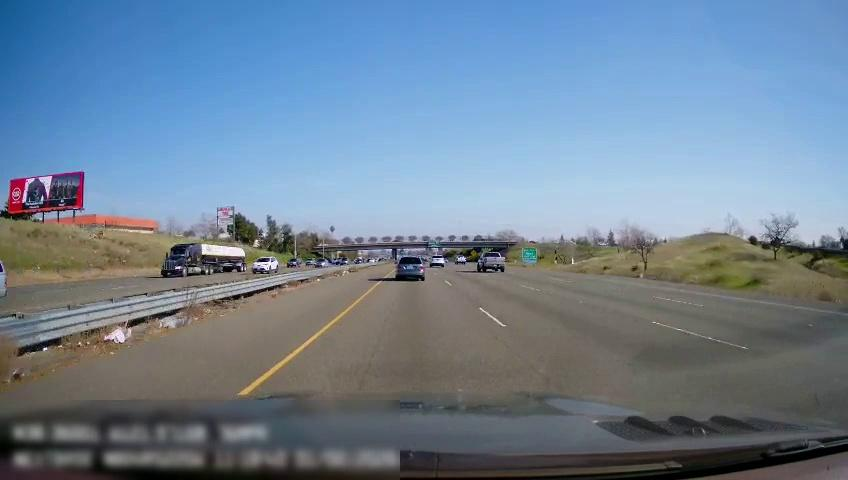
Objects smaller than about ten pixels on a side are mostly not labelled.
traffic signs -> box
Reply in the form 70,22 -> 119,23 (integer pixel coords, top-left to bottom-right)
522,247 -> 538,263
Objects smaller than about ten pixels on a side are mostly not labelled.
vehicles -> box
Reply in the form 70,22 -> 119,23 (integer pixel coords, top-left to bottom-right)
454,255 -> 466,264
287,258 -> 301,268
429,254 -> 445,268
0,262 -> 7,296
314,258 -> 329,268
477,251 -> 506,272
160,243 -> 247,278
252,256 -> 279,275
394,256 -> 426,282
